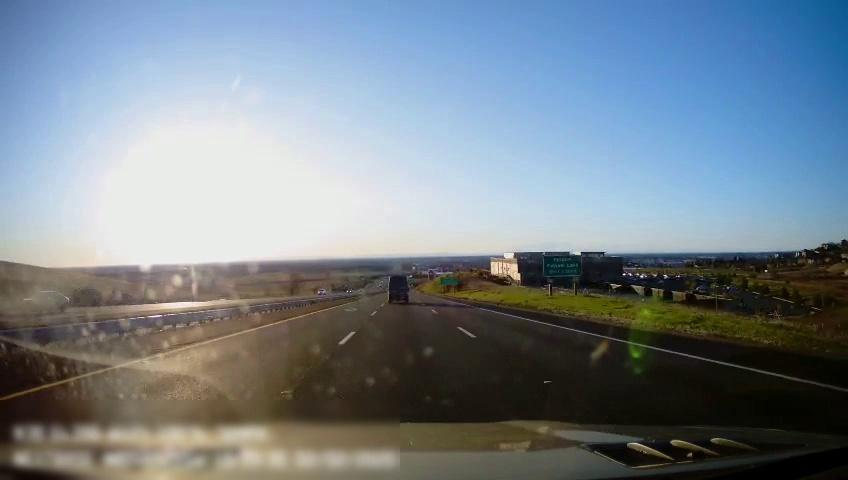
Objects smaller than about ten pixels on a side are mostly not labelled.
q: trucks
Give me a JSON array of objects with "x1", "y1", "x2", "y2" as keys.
[{"x1": 388, "y1": 275, "x2": 409, "y2": 303}]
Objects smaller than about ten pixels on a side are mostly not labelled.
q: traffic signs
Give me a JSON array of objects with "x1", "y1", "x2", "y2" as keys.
[
  {"x1": 439, "y1": 276, "x2": 458, "y2": 286},
  {"x1": 541, "y1": 254, "x2": 583, "y2": 276}
]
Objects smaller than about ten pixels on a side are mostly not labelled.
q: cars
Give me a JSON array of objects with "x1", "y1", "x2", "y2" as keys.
[{"x1": 19, "y1": 291, "x2": 70, "y2": 317}]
